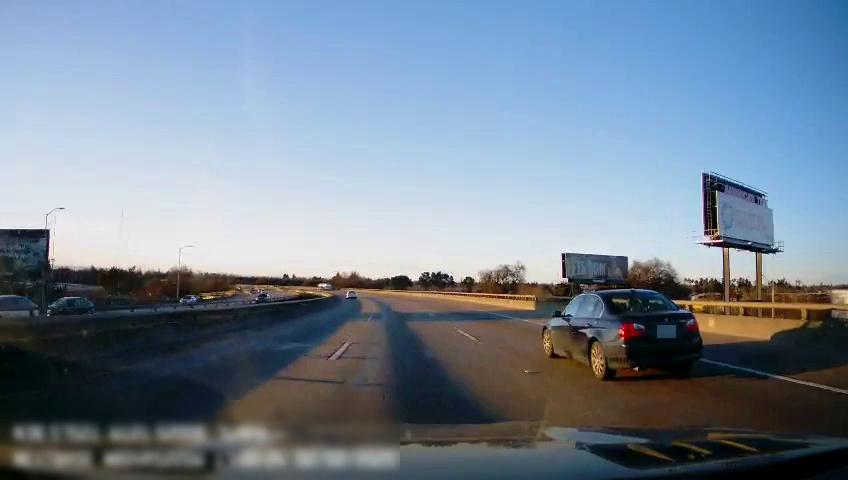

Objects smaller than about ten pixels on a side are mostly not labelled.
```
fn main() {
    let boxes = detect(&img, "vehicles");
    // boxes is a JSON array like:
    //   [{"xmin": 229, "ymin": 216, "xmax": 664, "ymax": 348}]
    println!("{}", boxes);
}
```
[
  {"xmin": 179, "ymin": 295, "xmax": 197, "ymax": 306},
  {"xmin": 47, "ymin": 297, "xmax": 95, "ymax": 316},
  {"xmin": 540, "ymin": 290, "xmax": 703, "ymax": 382},
  {"xmin": 318, "ymin": 283, "xmax": 332, "ymax": 290},
  {"xmin": 346, "ymin": 289, "xmax": 358, "ymax": 299},
  {"xmin": 255, "ymin": 293, "xmax": 271, "ymax": 304},
  {"xmin": 0, "ymin": 295, "xmax": 40, "ymax": 317}
]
